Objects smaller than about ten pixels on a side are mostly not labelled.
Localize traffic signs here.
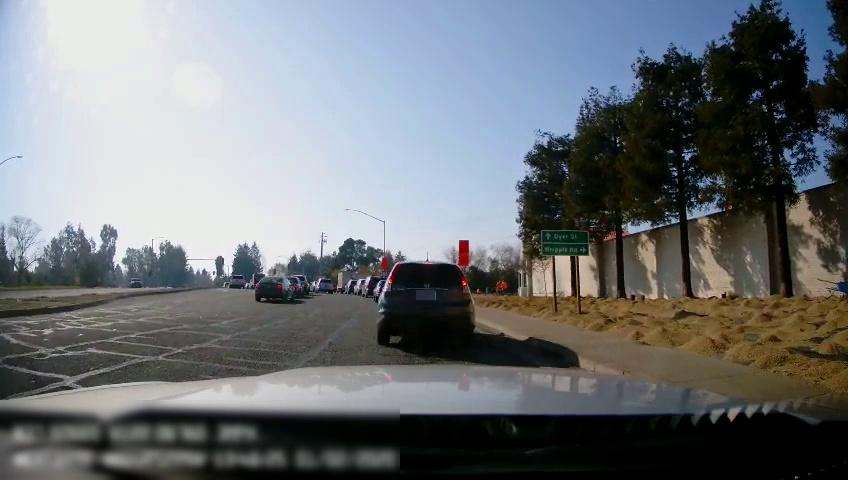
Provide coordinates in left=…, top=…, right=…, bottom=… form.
left=379, top=254, right=392, bottom=273
left=539, top=228, right=591, bottom=257
left=457, top=239, right=471, bottom=270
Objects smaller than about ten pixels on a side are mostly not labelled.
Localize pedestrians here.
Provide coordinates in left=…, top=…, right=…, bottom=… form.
left=499, top=278, right=507, bottom=295
left=495, top=279, right=503, bottom=296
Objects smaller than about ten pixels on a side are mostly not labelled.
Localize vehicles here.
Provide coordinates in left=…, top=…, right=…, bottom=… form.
left=353, top=278, right=368, bottom=296
left=315, top=277, right=334, bottom=294
left=376, top=260, right=476, bottom=347
left=254, top=275, right=296, bottom=303
left=250, top=273, right=267, bottom=289
left=292, top=274, right=310, bottom=294
left=361, top=276, right=383, bottom=298
left=336, top=273, right=352, bottom=294
left=372, top=279, right=390, bottom=303
left=286, top=276, right=305, bottom=298
left=229, top=274, right=245, bottom=289
left=128, top=278, right=143, bottom=289
left=344, top=279, right=359, bottom=295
